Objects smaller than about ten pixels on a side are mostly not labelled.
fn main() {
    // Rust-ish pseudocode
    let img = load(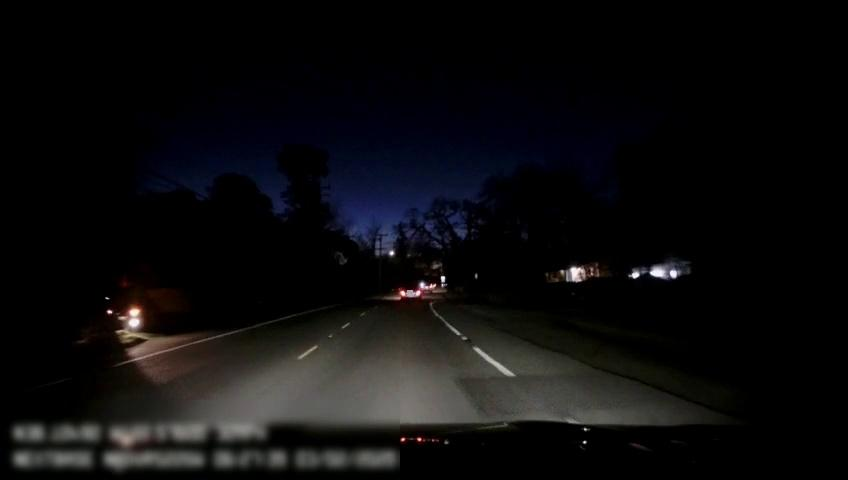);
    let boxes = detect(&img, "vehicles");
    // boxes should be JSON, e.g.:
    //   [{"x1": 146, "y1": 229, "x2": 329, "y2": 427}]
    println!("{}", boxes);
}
[
  {"x1": 420, "y1": 283, "x2": 433, "y2": 295},
  {"x1": 399, "y1": 283, "x2": 422, "y2": 302}
]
